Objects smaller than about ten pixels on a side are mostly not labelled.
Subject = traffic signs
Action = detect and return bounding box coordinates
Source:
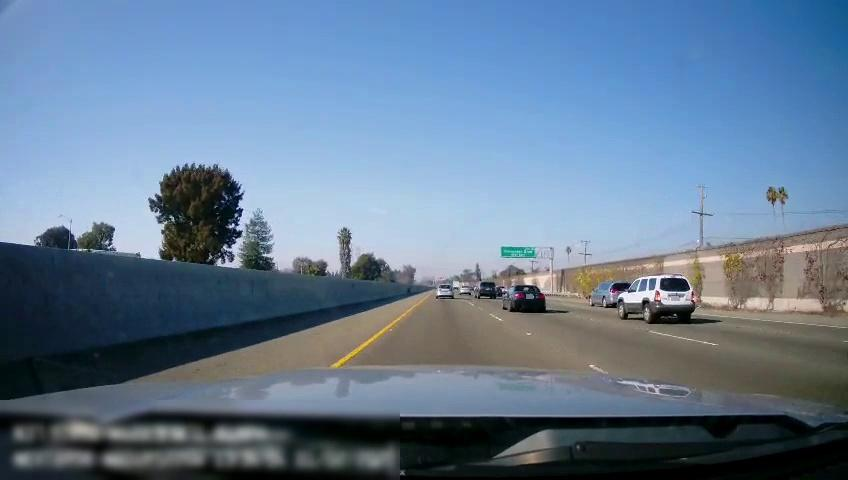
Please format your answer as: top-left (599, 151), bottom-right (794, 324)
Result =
top-left (501, 246), bottom-right (537, 258)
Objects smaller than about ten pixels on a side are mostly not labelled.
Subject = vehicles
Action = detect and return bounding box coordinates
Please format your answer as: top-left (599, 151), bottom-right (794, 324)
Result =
top-left (502, 284), bottom-right (546, 312)
top-left (496, 286), bottom-right (502, 296)
top-left (435, 283), bottom-right (454, 299)
top-left (474, 281), bottom-right (497, 299)
top-left (588, 281), bottom-right (635, 308)
top-left (616, 274), bottom-right (696, 324)
top-left (459, 286), bottom-right (472, 295)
